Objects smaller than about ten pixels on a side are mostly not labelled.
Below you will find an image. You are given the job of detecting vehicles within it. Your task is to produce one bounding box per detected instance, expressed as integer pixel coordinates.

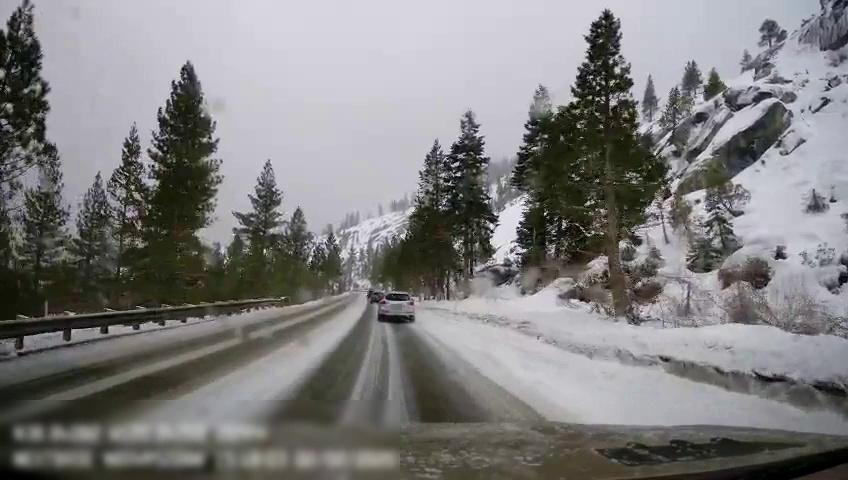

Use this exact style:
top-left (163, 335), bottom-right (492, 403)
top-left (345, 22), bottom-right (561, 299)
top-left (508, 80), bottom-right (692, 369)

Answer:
top-left (377, 291), bottom-right (415, 322)
top-left (370, 291), bottom-right (385, 305)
